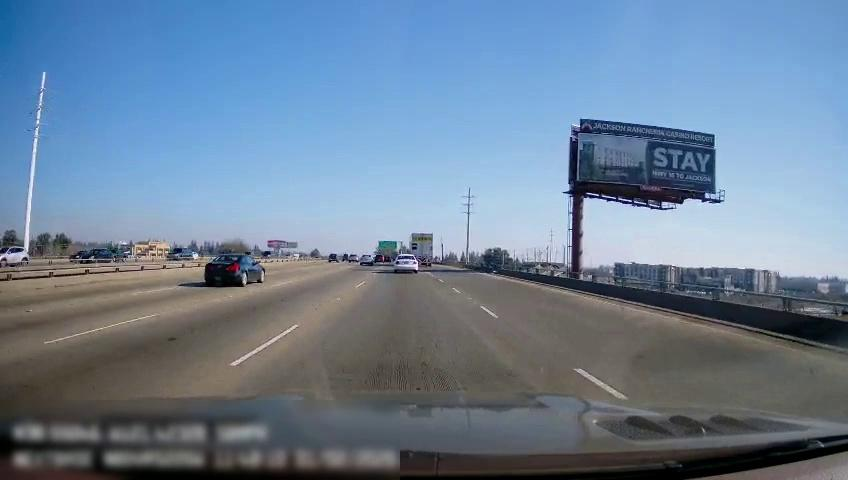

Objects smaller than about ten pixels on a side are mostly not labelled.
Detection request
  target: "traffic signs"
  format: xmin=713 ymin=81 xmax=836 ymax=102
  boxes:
xmin=378 ymin=241 xmax=398 ymax=251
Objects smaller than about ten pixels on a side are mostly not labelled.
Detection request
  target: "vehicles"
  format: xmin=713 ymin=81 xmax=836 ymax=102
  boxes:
xmin=359 ymin=253 xmax=375 ymax=267
xmin=108 ymin=248 xmax=128 ymax=263
xmin=80 ymin=248 xmax=114 ymax=264
xmin=203 ymin=253 xmax=267 ymax=289
xmin=260 ymin=251 xmax=276 ymax=259
xmin=328 ymin=252 xmax=340 ymax=263
xmin=392 ymin=253 xmax=419 ymax=274
xmin=0 ymin=246 xmax=29 ymax=269
xmin=192 ymin=252 xmax=200 ymax=260
xmin=68 ymin=250 xmax=88 ymax=263
xmin=409 ymin=232 xmax=434 ymax=268
xmin=348 ymin=253 xmax=361 ymax=264
xmin=167 ymin=247 xmax=193 ymax=262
